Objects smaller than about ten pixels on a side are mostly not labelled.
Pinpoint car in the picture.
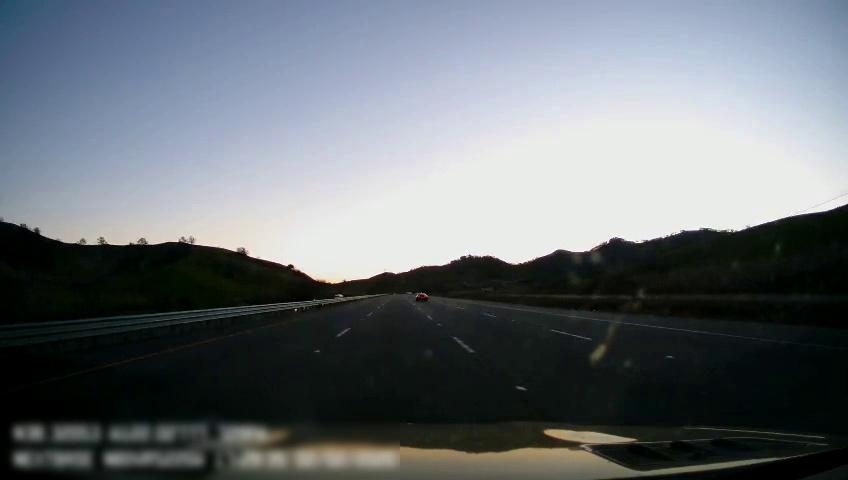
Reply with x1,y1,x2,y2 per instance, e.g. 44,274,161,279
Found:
416,293,429,303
